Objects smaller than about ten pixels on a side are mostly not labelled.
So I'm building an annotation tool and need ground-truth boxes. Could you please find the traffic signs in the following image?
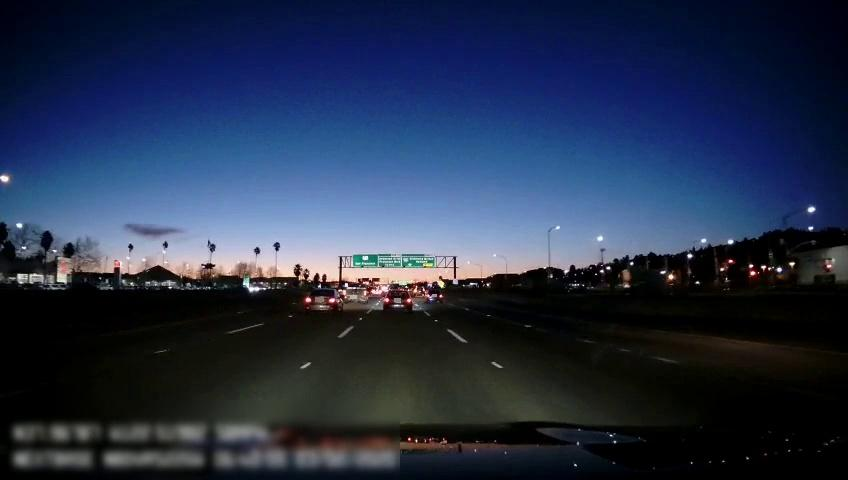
[352,254,378,268]
[402,254,436,268]
[378,253,402,267]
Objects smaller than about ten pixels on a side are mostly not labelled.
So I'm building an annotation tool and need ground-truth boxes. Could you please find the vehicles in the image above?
[424,289,443,303]
[248,283,267,292]
[413,287,426,297]
[343,283,369,305]
[382,290,412,312]
[303,287,344,316]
